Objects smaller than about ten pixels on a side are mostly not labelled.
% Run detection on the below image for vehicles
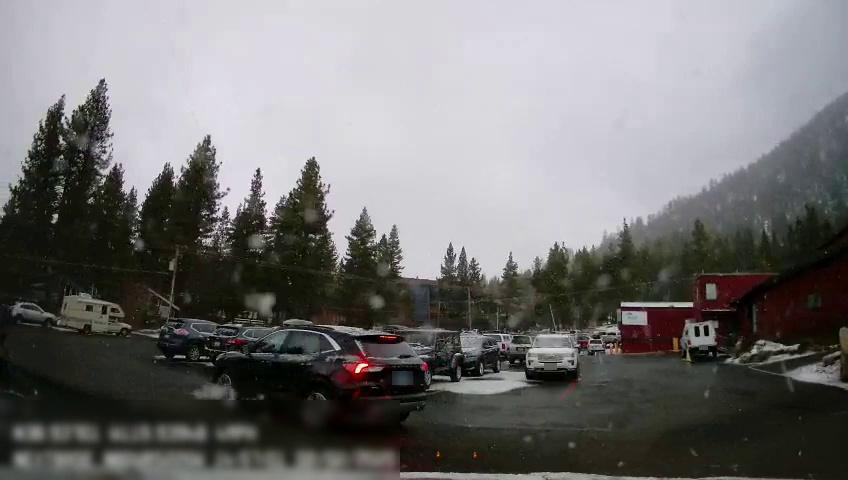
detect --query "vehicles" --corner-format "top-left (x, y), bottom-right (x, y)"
top-left (461, 335), bottom-right (502, 377)
top-left (60, 294), bottom-right (132, 337)
top-left (204, 325), bottom-right (274, 361)
top-left (678, 322), bottom-right (717, 357)
top-left (525, 334), bottom-right (580, 379)
top-left (492, 333), bottom-right (514, 361)
top-left (7, 301), bottom-right (58, 329)
top-left (159, 319), bottom-right (217, 361)
top-left (399, 329), bottom-right (464, 383)
top-left (507, 334), bottom-right (533, 368)
top-left (207, 327), bottom-right (426, 434)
